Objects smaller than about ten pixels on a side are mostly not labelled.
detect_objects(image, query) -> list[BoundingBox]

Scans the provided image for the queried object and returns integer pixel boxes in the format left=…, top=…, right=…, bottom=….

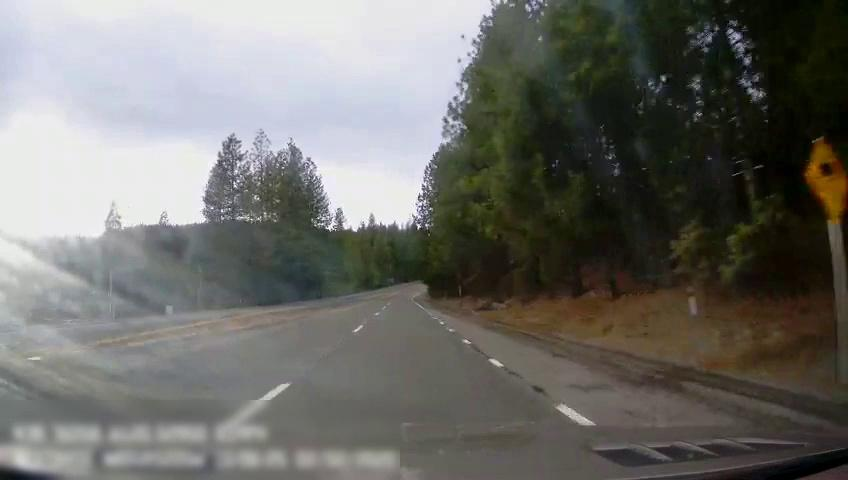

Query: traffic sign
left=804, top=140, right=848, bottom=224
